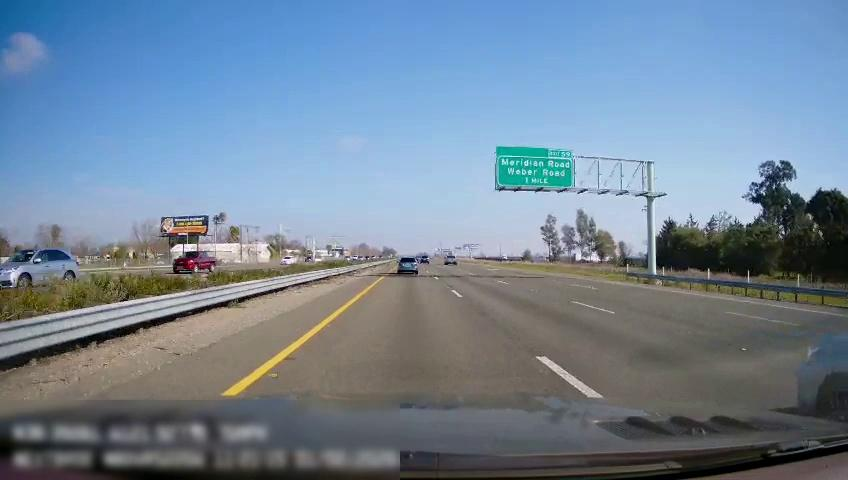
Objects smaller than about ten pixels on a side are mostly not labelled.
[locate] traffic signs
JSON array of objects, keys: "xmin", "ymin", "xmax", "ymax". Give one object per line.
[{"xmin": 495, "ymin": 145, "xmax": 575, "ymax": 190}]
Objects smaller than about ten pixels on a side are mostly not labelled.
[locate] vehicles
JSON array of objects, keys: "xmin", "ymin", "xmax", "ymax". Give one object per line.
[
  {"xmin": 172, "ymin": 250, "xmax": 219, "ymax": 274},
  {"xmin": 419, "ymin": 255, "xmax": 430, "ymax": 265},
  {"xmin": 304, "ymin": 255, "xmax": 316, "ymax": 264},
  {"xmin": 397, "ymin": 257, "xmax": 419, "ymax": 275},
  {"xmin": 279, "ymin": 255, "xmax": 298, "ymax": 266},
  {"xmin": 443, "ymin": 255, "xmax": 457, "ymax": 266},
  {"xmin": 795, "ymin": 332, "xmax": 848, "ymax": 426},
  {"xmin": 0, "ymin": 247, "xmax": 81, "ymax": 292}
]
